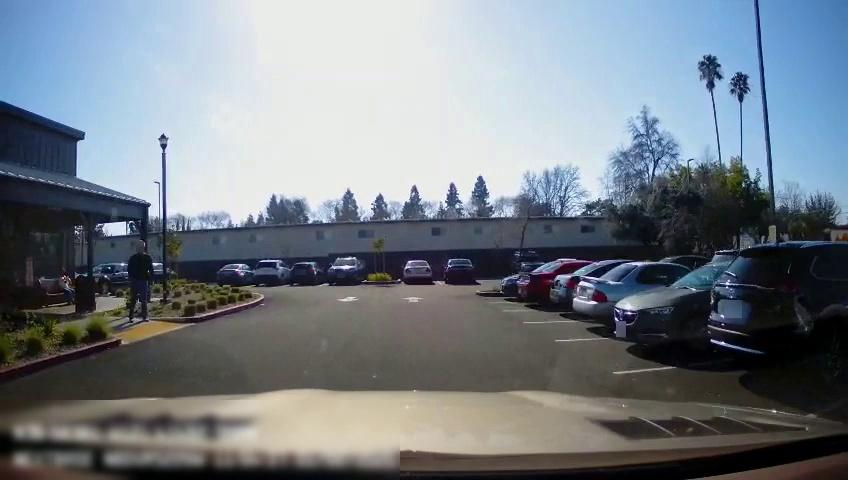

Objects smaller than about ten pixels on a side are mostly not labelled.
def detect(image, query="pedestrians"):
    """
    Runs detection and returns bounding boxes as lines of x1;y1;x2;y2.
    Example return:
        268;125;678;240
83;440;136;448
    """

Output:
59;272;76;305
126;239;152;324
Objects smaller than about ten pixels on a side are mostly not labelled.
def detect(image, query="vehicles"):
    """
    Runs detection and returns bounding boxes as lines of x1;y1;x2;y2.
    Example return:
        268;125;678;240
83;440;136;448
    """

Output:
217;263;255;287
82;264;130;295
252;258;293;287
517;260;600;301
327;257;367;286
704;240;848;380
713;248;741;257
549;259;637;309
572;261;694;318
512;250;550;274
402;260;432;285
656;254;714;270
443;258;477;285
499;260;561;298
151;262;172;281
612;256;738;359
290;261;325;286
